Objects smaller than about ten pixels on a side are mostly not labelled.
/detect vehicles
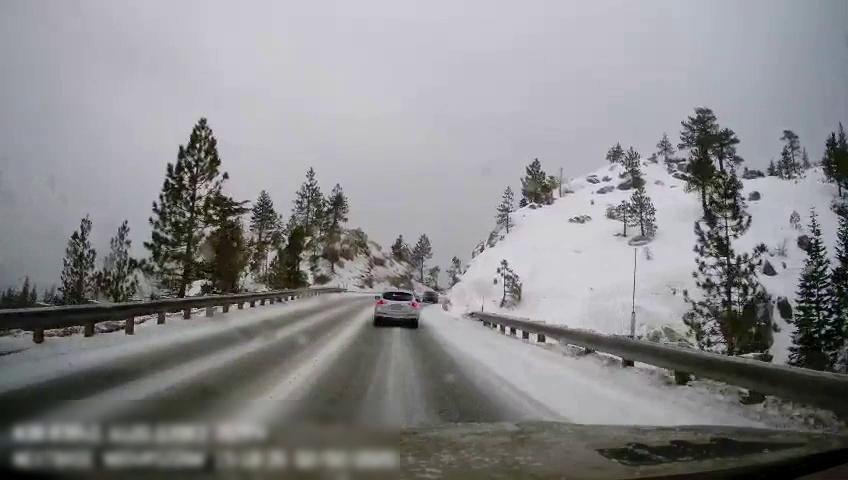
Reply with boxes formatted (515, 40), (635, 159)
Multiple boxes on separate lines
(422, 290), (439, 304)
(373, 291), (420, 328)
